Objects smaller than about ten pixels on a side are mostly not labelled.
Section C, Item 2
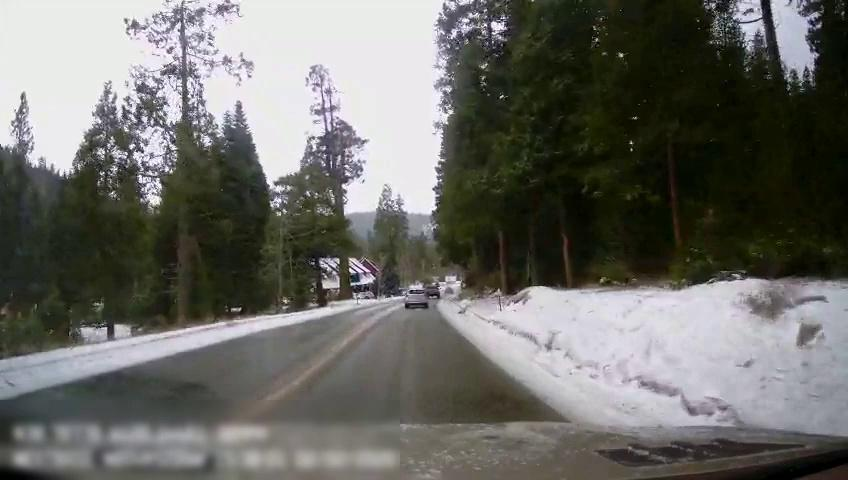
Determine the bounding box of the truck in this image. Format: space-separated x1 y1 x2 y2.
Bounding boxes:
425 285 441 298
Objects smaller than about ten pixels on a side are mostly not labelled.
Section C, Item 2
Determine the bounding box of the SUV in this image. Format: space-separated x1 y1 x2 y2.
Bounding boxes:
405 288 429 308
